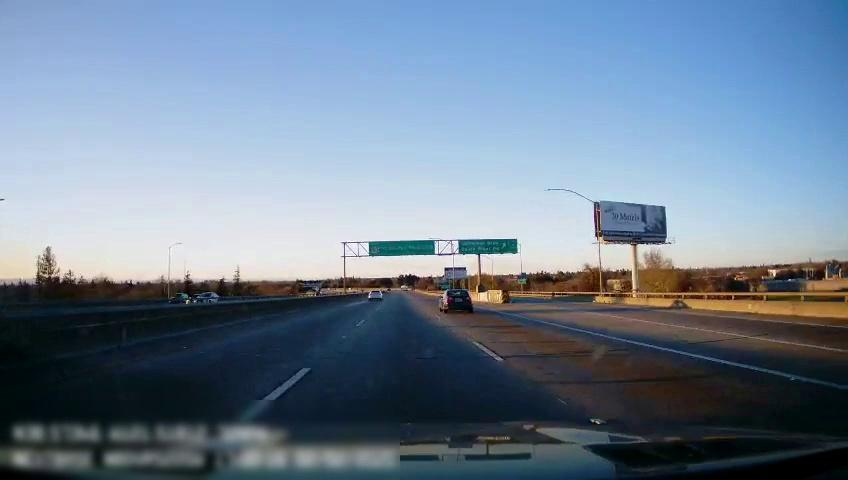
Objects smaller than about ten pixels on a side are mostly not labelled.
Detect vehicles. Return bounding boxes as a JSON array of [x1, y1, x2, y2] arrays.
[[439, 289, 473, 315], [168, 292, 189, 305], [193, 292, 220, 304], [186, 294, 200, 304], [368, 289, 383, 301]]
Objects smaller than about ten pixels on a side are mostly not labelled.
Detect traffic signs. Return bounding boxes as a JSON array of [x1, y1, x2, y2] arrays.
[[458, 239, 518, 254], [369, 241, 435, 255]]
